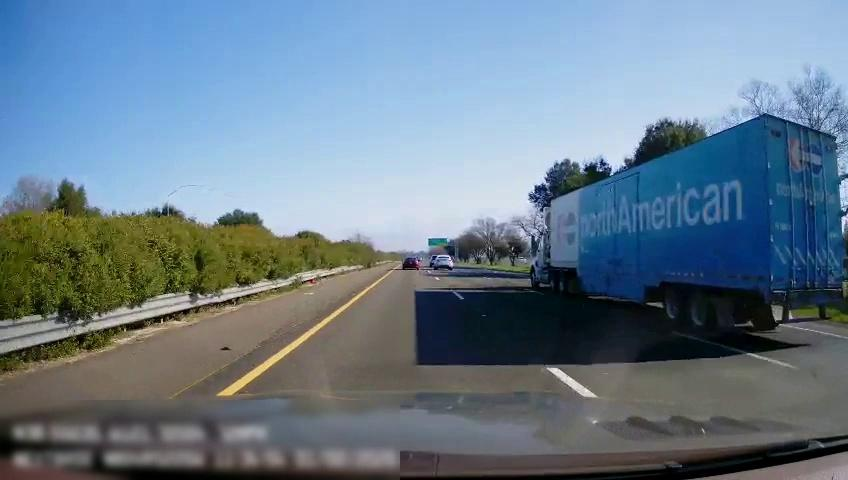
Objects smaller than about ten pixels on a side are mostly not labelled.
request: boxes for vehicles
[402,255,420,272]
[429,255,437,267]
[528,113,843,342]
[434,255,453,270]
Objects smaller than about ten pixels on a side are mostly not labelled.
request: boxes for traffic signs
[426,238,448,247]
